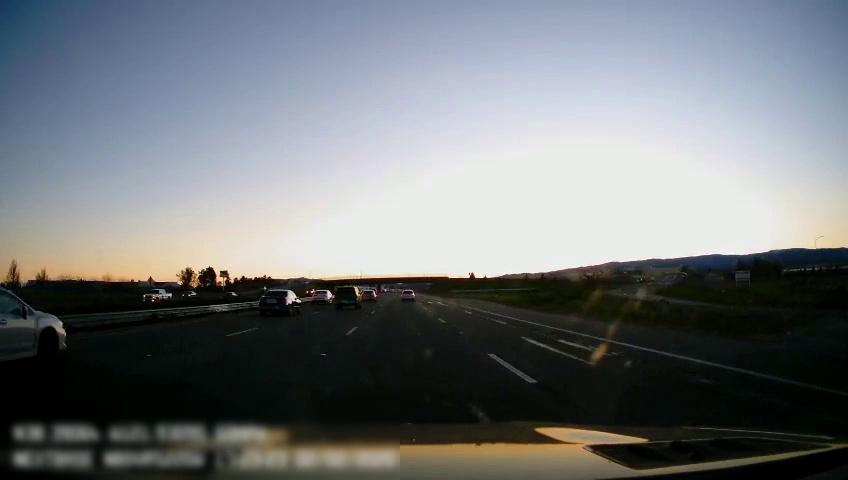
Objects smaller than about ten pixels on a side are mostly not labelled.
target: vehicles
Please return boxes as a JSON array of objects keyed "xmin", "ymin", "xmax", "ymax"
[
  {"xmin": 360, "ymin": 289, "xmax": 376, "ymax": 302},
  {"xmin": 258, "ymin": 289, "xmax": 302, "ymax": 318},
  {"xmin": 334, "ymin": 287, "xmax": 362, "ymax": 310},
  {"xmin": 311, "ymin": 290, "xmax": 334, "ymax": 306},
  {"xmin": 143, "ymin": 289, "xmax": 172, "ymax": 304},
  {"xmin": 219, "ymin": 292, "xmax": 239, "ymax": 302},
  {"xmin": 305, "ymin": 288, "xmax": 317, "ymax": 297},
  {"xmin": 401, "ymin": 290, "xmax": 416, "ymax": 302},
  {"xmin": 182, "ymin": 291, "xmax": 197, "ymax": 299},
  {"xmin": 0, "ymin": 288, "xmax": 68, "ymax": 375}
]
